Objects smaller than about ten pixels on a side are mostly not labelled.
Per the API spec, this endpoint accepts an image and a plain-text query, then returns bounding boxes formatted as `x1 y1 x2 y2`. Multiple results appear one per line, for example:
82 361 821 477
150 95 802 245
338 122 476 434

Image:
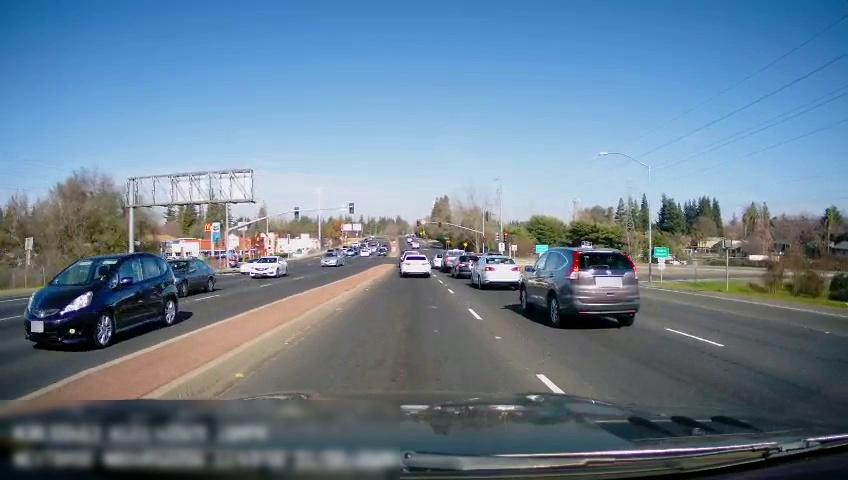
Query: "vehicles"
248 256 288 280
451 255 479 281
471 255 520 291
441 250 464 273
240 258 259 275
431 254 442 270
400 255 432 278
377 248 387 257
519 247 642 329
23 252 180 350
320 252 346 268
166 256 218 299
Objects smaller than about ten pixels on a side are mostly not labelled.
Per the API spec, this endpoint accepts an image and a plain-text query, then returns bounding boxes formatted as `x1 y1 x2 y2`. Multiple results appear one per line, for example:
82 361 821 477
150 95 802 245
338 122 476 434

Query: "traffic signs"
535 245 548 253
654 246 672 258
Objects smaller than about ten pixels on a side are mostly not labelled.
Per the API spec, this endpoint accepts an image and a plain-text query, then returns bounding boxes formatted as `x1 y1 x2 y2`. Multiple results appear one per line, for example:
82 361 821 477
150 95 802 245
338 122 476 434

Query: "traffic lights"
349 203 355 214
294 207 299 219
415 219 421 230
